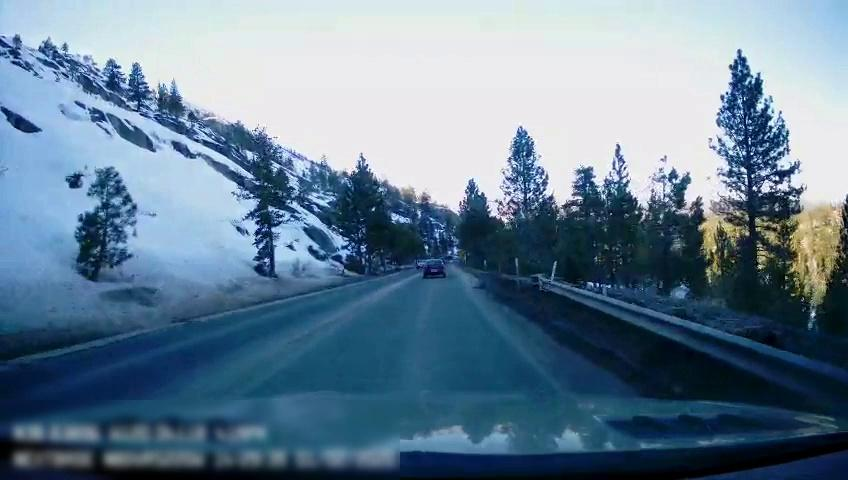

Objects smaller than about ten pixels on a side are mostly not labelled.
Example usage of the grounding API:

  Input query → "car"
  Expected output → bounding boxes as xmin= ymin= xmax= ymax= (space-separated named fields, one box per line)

xmin=422 ymin=257 xmax=447 ymax=278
